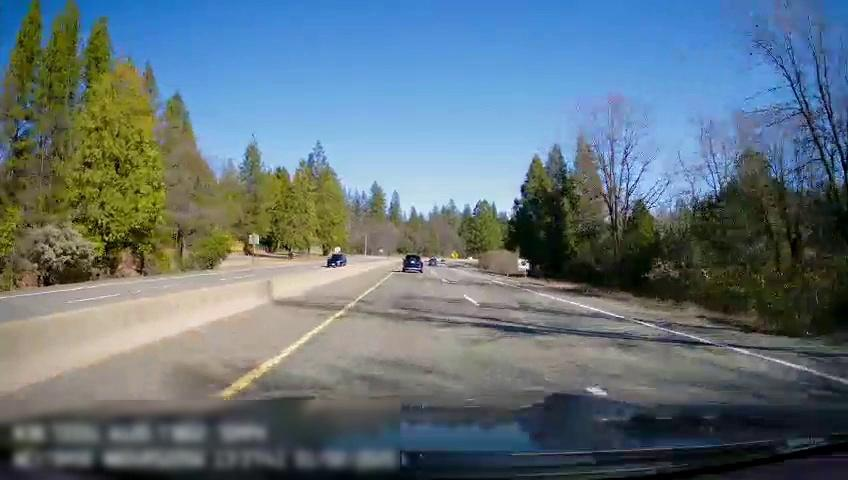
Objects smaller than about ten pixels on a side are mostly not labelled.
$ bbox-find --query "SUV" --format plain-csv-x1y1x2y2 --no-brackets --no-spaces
402,255,424,273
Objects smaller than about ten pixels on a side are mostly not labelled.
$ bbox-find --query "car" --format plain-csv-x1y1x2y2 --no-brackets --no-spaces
327,254,347,267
